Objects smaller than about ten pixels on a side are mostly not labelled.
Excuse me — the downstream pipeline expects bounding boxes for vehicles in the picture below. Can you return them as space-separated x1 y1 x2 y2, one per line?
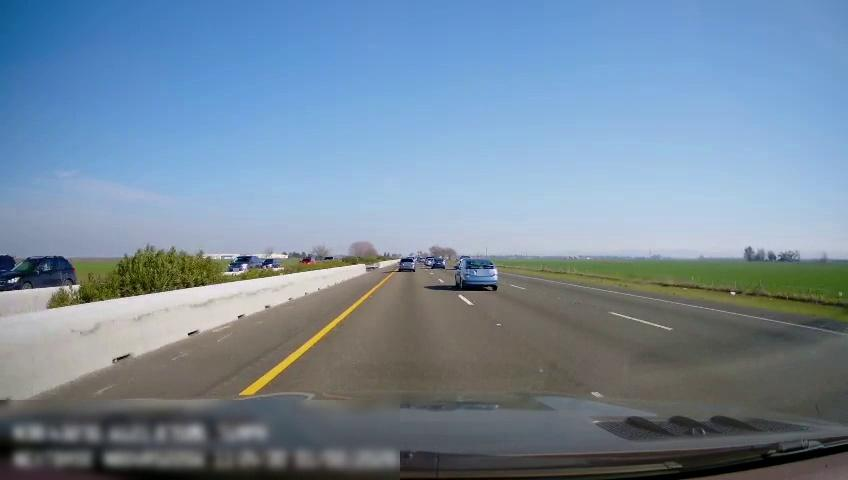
453 256 499 292
228 255 261 273
321 256 337 263
261 259 282 269
398 257 416 273
0 255 15 270
430 257 447 270
297 257 320 265
0 256 78 291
